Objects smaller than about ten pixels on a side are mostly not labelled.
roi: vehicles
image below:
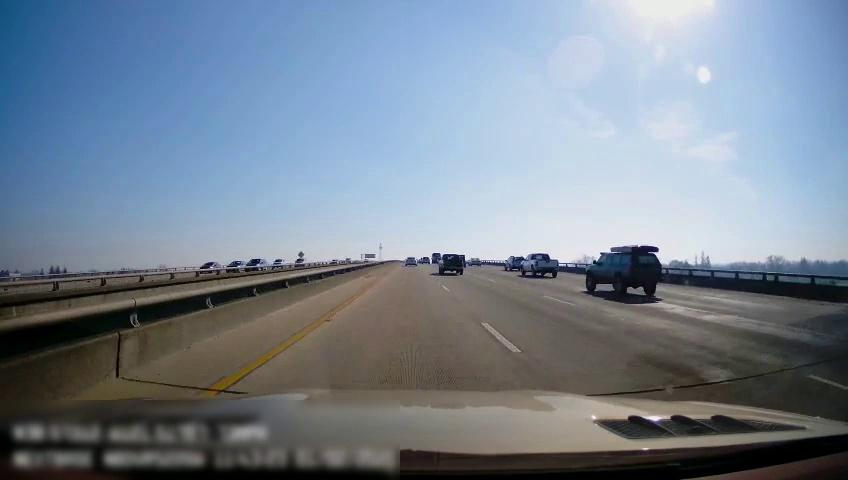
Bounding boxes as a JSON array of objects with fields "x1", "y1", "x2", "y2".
[
  {"x1": 438, "y1": 254, "x2": 463, "y2": 274},
  {"x1": 244, "y1": 259, "x2": 266, "y2": 272},
  {"x1": 469, "y1": 258, "x2": 481, "y2": 267},
  {"x1": 199, "y1": 262, "x2": 223, "y2": 273},
  {"x1": 405, "y1": 257, "x2": 417, "y2": 266},
  {"x1": 520, "y1": 252, "x2": 560, "y2": 278},
  {"x1": 503, "y1": 255, "x2": 527, "y2": 272},
  {"x1": 457, "y1": 254, "x2": 467, "y2": 268},
  {"x1": 294, "y1": 258, "x2": 305, "y2": 267},
  {"x1": 584, "y1": 245, "x2": 664, "y2": 297},
  {"x1": 272, "y1": 259, "x2": 286, "y2": 269},
  {"x1": 226, "y1": 260, "x2": 249, "y2": 272}
]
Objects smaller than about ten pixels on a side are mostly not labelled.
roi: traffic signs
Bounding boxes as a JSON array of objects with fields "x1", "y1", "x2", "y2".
[{"x1": 364, "y1": 253, "x2": 376, "y2": 259}]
